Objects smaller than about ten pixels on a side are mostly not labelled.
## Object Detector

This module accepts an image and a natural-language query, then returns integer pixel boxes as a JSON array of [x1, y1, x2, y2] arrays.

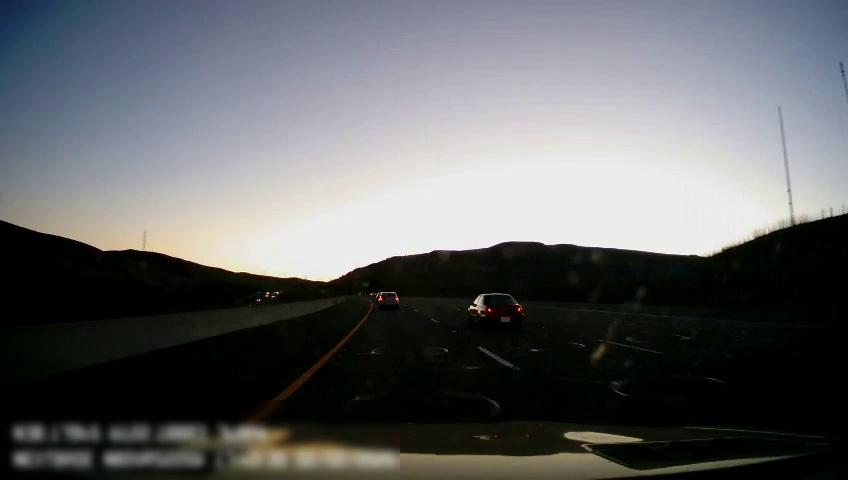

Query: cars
[[466, 293, 523, 329], [378, 291, 399, 309]]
